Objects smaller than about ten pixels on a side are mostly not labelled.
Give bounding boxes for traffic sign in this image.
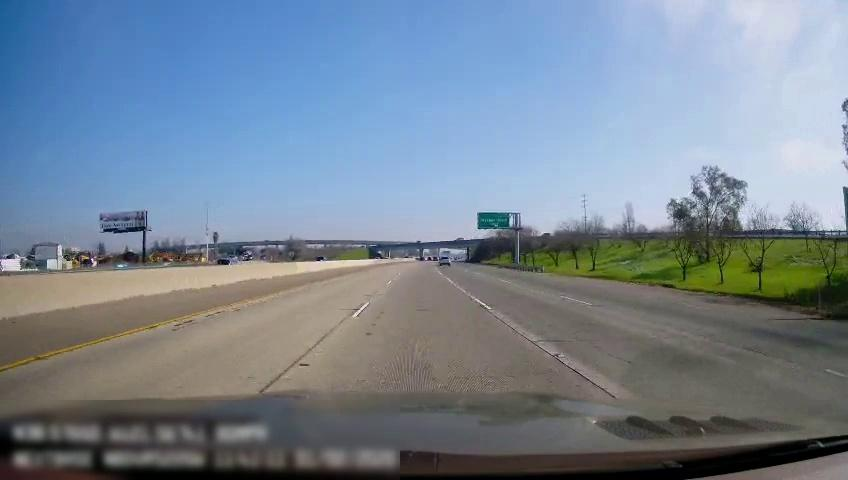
[477,212,511,229]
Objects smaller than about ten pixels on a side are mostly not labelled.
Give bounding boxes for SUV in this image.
[439,256,451,266]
